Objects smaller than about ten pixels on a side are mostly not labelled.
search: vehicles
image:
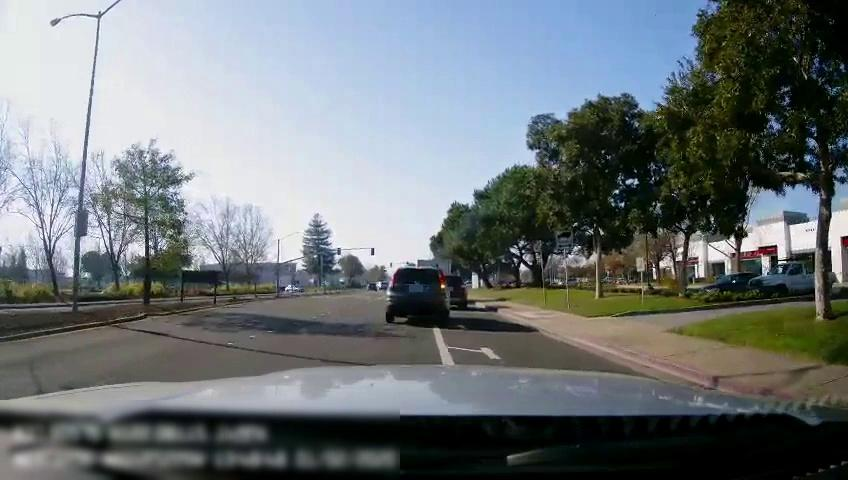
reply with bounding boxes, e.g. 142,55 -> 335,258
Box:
285,285 -> 304,293
371,281 -> 390,291
444,274 -> 467,309
385,267 -> 450,323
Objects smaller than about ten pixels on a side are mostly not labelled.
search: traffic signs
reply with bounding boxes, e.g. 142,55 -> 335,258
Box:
558,232 -> 573,249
